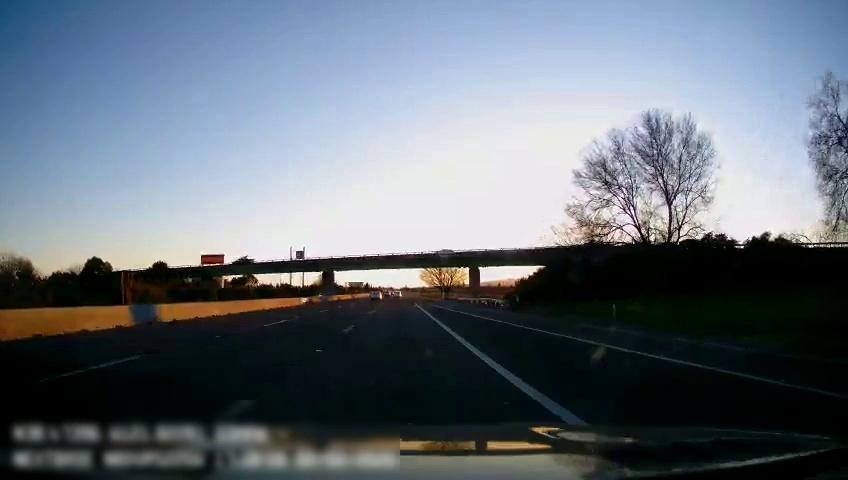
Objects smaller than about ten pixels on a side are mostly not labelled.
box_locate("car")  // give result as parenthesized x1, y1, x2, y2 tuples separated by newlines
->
(370, 290, 383, 300)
